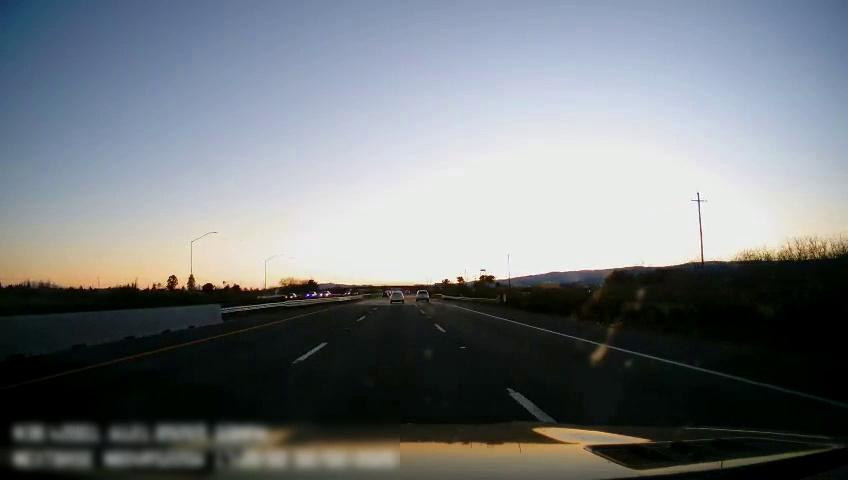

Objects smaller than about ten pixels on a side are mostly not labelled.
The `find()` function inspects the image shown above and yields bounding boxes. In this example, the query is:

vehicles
[389,291,405,305]
[283,292,298,301]
[318,290,332,298]
[305,290,318,299]
[415,290,430,303]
